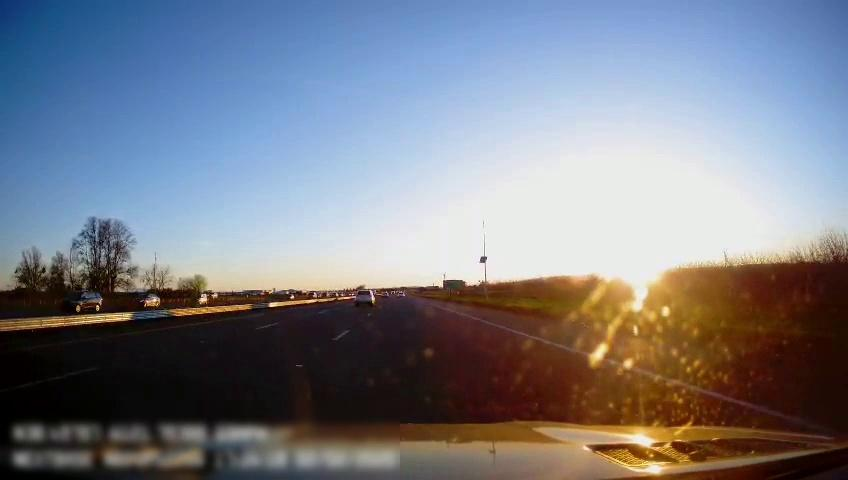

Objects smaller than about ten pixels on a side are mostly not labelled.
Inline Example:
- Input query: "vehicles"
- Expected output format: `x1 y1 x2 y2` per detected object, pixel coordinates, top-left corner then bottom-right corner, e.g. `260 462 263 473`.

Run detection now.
191 293 218 308
60 291 103 315
133 294 161 312
354 289 376 307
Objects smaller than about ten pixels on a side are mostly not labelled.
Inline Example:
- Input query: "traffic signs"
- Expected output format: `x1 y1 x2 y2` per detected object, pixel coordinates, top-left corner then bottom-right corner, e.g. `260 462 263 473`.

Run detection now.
446 283 462 289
